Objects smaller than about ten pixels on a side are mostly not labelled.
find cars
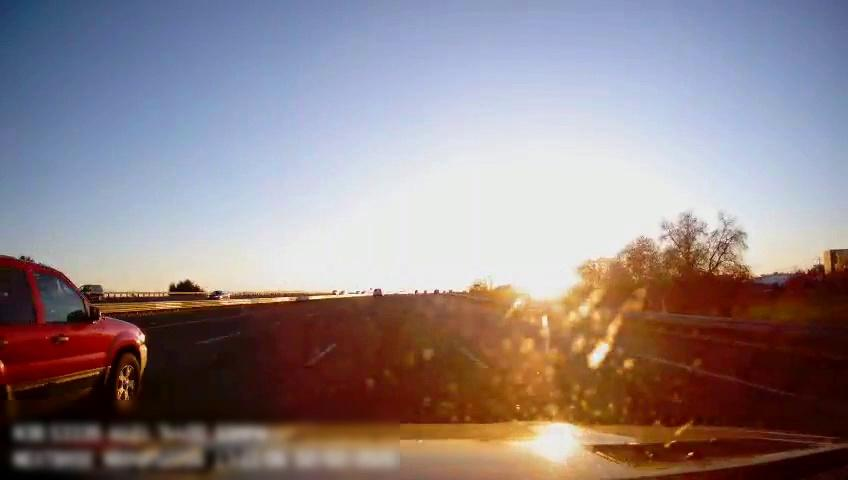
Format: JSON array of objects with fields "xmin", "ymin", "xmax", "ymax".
[{"xmin": 209, "ymin": 290, "xmax": 230, "ymax": 300}]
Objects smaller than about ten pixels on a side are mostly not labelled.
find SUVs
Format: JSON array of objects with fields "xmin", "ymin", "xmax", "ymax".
[
  {"xmin": 375, "ymin": 288, "xmax": 388, "ymax": 298},
  {"xmin": 78, "ymin": 284, "xmax": 104, "ymax": 303},
  {"xmin": 0, "ymin": 254, "xmax": 148, "ymax": 430}
]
